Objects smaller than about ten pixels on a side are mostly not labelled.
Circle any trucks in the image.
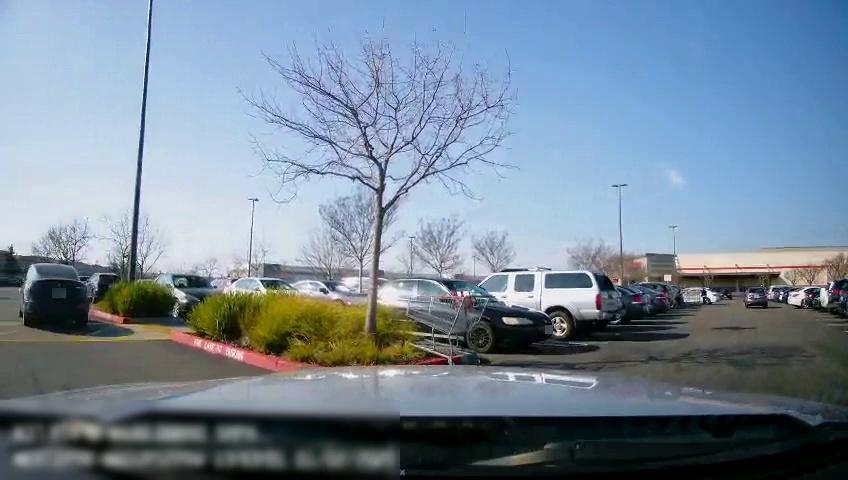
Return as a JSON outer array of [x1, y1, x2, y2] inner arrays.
[[477, 266, 623, 343]]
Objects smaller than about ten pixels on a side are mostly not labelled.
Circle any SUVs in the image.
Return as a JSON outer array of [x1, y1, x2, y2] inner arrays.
[[86, 271, 119, 305], [744, 286, 769, 309]]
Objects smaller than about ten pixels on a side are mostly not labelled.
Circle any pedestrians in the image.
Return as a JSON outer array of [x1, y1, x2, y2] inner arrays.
[[675, 289, 683, 309]]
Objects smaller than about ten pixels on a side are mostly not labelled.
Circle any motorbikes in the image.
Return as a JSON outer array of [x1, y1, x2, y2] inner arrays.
[[721, 287, 733, 299], [700, 288, 712, 305], [801, 287, 822, 310]]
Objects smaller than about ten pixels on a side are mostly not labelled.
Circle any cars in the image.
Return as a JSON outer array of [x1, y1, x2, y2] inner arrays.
[[291, 279, 352, 300], [158, 272, 223, 321], [607, 281, 656, 326], [682, 287, 723, 304], [827, 278, 848, 319], [17, 262, 89, 325], [376, 273, 555, 354], [787, 286, 830, 309], [225, 277, 298, 296]]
